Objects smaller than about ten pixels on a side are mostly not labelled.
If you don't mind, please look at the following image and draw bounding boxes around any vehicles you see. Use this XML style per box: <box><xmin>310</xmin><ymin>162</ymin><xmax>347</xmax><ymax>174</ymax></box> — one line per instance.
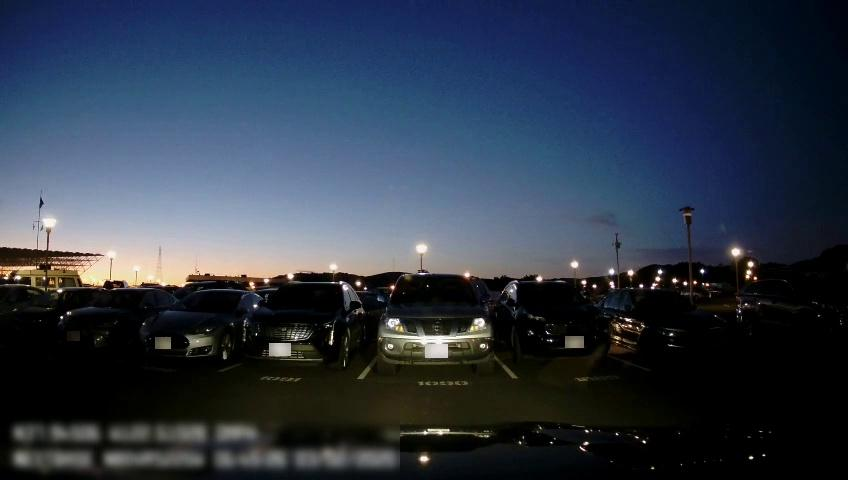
<box><xmin>373</xmin><ymin>271</ymin><xmax>503</xmax><ymax>381</ymax></box>
<box><xmin>240</xmin><ymin>279</ymin><xmax>372</xmax><ymax>373</ymax></box>
<box><xmin>102</xmin><ymin>279</ymin><xmax>129</xmax><ymax>290</ymax></box>
<box><xmin>0</xmin><ymin>266</ymin><xmax>82</xmax><ymax>294</ymax></box>
<box><xmin>3</xmin><ymin>288</ymin><xmax>109</xmax><ymax>337</ymax></box>
<box><xmin>137</xmin><ymin>288</ymin><xmax>266</xmax><ymax>365</ymax></box>
<box><xmin>0</xmin><ymin>283</ymin><xmax>47</xmax><ymax>323</ymax></box>
<box><xmin>52</xmin><ymin>287</ymin><xmax>179</xmax><ymax>355</ymax></box>
<box><xmin>590</xmin><ymin>288</ymin><xmax>738</xmax><ymax>371</ymax></box>
<box><xmin>737</xmin><ymin>276</ymin><xmax>848</xmax><ymax>345</ymax></box>
<box><xmin>491</xmin><ymin>278</ymin><xmax>614</xmax><ymax>366</ymax></box>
